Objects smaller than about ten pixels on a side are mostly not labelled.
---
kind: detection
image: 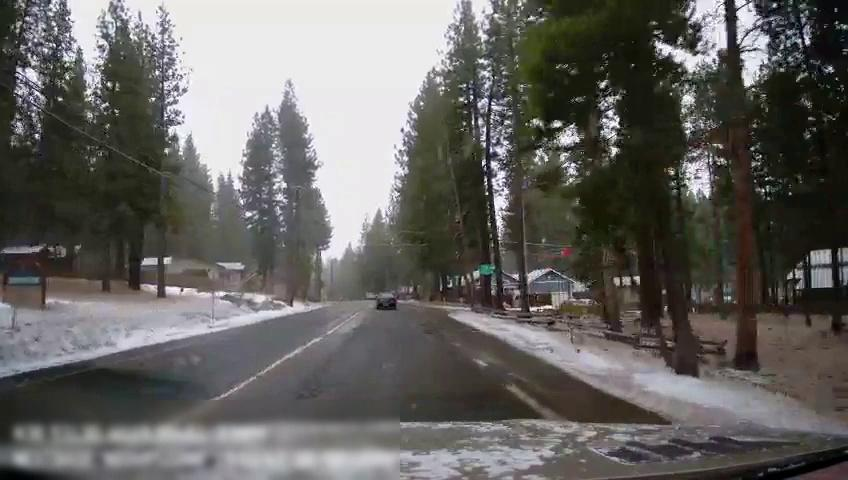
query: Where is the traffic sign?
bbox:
[478,264,496,276]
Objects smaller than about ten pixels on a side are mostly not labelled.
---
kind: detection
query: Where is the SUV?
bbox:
[374,292,398,311]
